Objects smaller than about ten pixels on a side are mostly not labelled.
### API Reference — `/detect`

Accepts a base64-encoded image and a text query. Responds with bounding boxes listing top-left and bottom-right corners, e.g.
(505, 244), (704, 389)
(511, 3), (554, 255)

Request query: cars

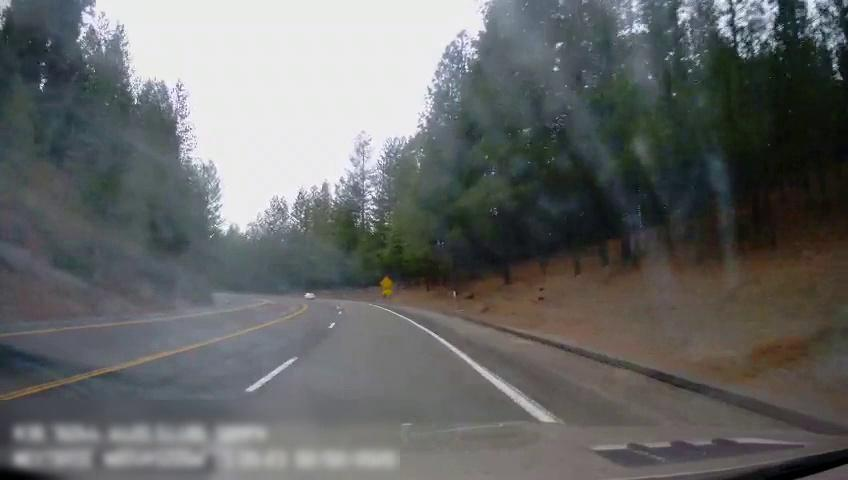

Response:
(304, 292), (316, 300)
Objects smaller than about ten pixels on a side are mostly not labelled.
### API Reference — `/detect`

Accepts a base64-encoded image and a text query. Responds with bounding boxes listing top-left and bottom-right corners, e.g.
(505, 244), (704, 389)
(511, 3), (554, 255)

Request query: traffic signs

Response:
(379, 275), (393, 290)
(382, 289), (393, 295)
